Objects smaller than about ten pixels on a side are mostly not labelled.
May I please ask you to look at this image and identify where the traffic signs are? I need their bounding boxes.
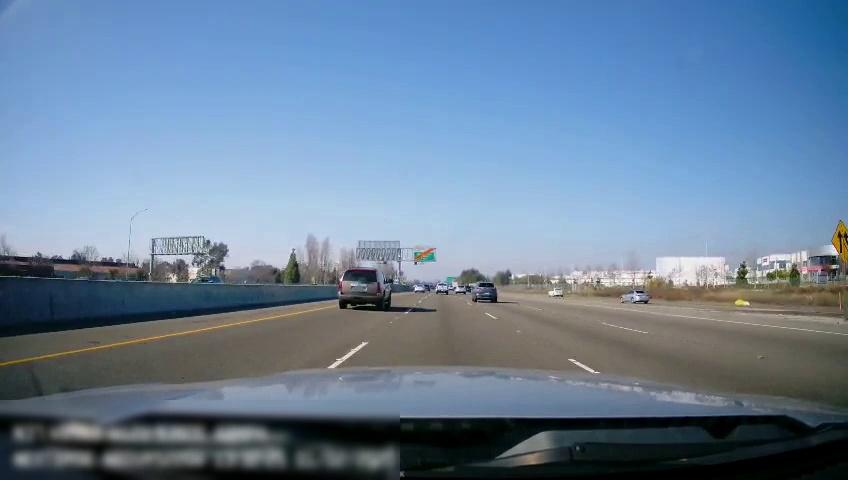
[413,246,437,263]
[831,219,848,265]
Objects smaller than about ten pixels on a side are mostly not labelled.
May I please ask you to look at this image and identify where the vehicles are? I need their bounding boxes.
[548,287,564,298]
[435,282,449,295]
[336,265,393,312]
[620,289,649,305]
[194,276,220,284]
[414,283,426,294]
[471,281,498,304]
[453,284,467,296]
